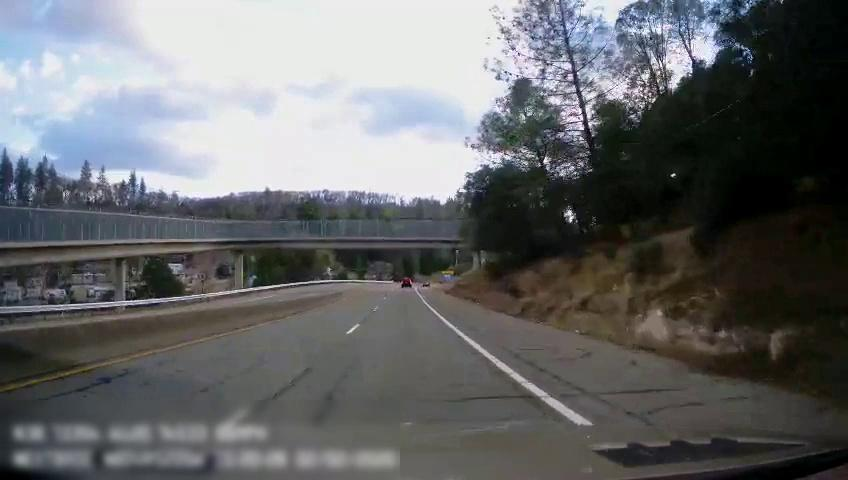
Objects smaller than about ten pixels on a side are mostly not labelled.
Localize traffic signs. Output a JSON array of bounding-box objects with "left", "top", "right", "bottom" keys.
[
  {"left": 442, "top": 275, "right": 454, "bottom": 281},
  {"left": 441, "top": 270, "right": 454, "bottom": 275}
]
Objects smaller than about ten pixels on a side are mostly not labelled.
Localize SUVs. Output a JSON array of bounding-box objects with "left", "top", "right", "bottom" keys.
[{"left": 401, "top": 278, "right": 412, "bottom": 289}]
